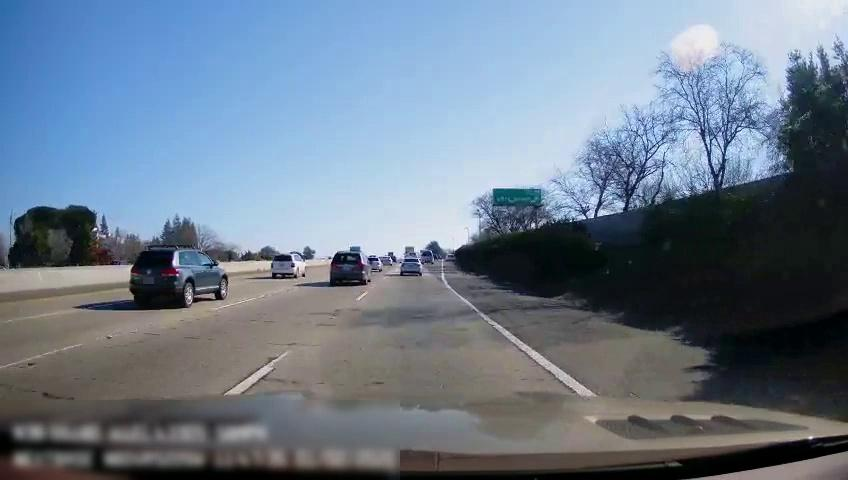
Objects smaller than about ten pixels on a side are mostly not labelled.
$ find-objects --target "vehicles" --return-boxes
[367,256,383,272]
[403,246,414,257]
[419,250,435,264]
[399,258,423,276]
[328,250,373,287]
[126,247,233,310]
[380,255,394,267]
[268,253,307,280]
[445,254,457,262]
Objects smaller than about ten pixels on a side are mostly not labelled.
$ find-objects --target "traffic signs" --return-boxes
[494,189,542,207]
